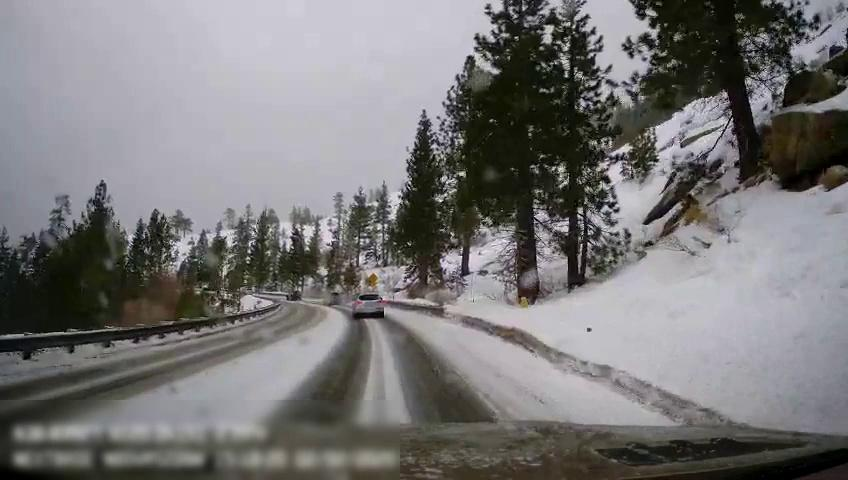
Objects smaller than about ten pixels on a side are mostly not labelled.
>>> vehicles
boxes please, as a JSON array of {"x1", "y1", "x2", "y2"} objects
[
  {"x1": 323, "y1": 292, "x2": 341, "y2": 307},
  {"x1": 352, "y1": 293, "x2": 384, "y2": 319},
  {"x1": 287, "y1": 290, "x2": 302, "y2": 302}
]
